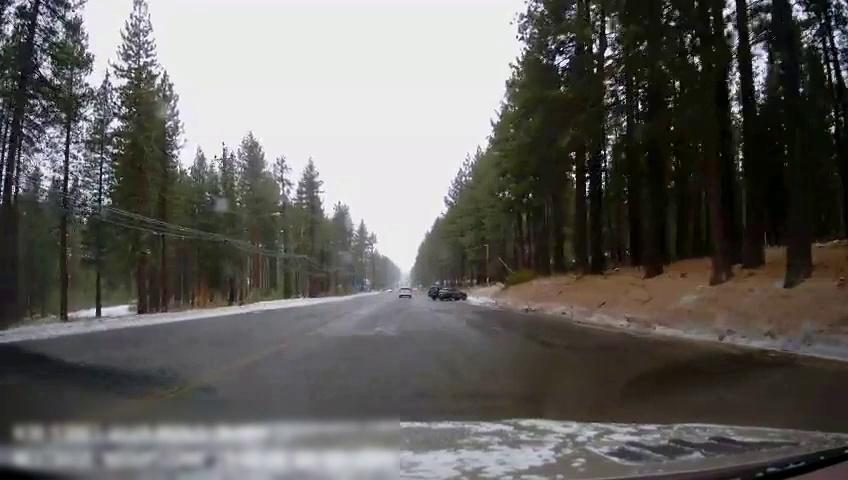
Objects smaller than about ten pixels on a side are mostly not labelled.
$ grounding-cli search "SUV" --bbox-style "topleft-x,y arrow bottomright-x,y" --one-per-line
428,285 -> 440,303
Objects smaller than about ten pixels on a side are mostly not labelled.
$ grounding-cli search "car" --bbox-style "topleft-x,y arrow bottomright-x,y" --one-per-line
437,286 -> 468,302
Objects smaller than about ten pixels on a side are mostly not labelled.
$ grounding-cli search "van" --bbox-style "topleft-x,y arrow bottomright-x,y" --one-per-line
397,287 -> 412,300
